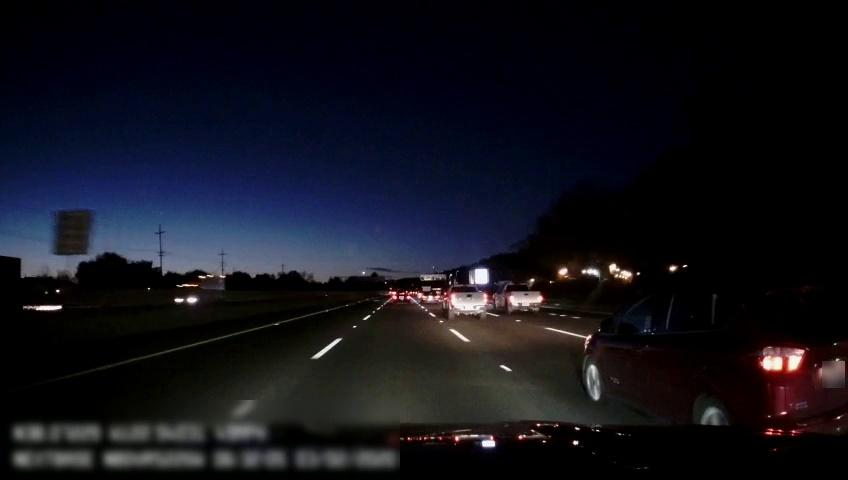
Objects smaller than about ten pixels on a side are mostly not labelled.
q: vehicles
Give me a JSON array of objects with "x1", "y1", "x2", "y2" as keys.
[
  {"x1": 173, "y1": 276, "x2": 225, "y2": 305},
  {"x1": 420, "y1": 291, "x2": 441, "y2": 305},
  {"x1": 392, "y1": 290, "x2": 412, "y2": 304},
  {"x1": 441, "y1": 284, "x2": 487, "y2": 320},
  {"x1": 0, "y1": 254, "x2": 22, "y2": 283},
  {"x1": 583, "y1": 274, "x2": 848, "y2": 438},
  {"x1": 492, "y1": 281, "x2": 543, "y2": 315}
]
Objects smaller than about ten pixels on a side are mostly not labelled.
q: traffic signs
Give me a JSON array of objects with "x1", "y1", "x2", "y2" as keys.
[
  {"x1": 421, "y1": 274, "x2": 433, "y2": 280},
  {"x1": 433, "y1": 274, "x2": 444, "y2": 280}
]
